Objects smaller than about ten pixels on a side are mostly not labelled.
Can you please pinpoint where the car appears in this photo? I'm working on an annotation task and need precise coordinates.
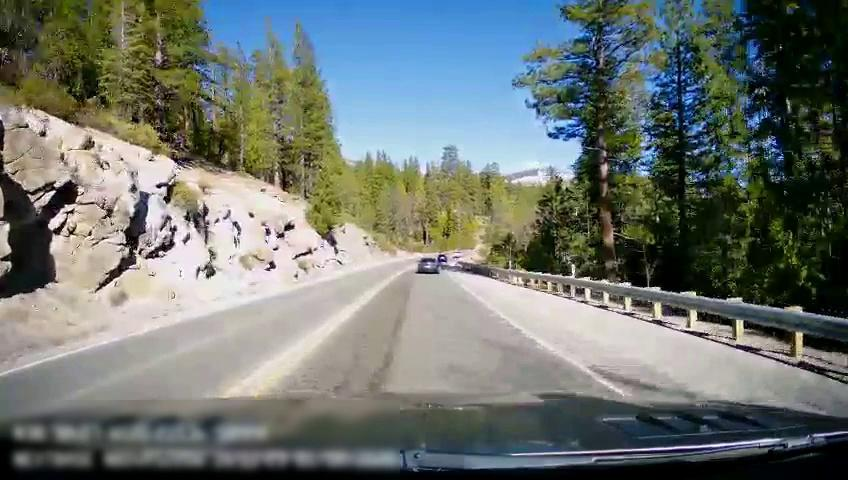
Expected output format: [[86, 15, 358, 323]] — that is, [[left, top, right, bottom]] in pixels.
[[417, 255, 443, 274]]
